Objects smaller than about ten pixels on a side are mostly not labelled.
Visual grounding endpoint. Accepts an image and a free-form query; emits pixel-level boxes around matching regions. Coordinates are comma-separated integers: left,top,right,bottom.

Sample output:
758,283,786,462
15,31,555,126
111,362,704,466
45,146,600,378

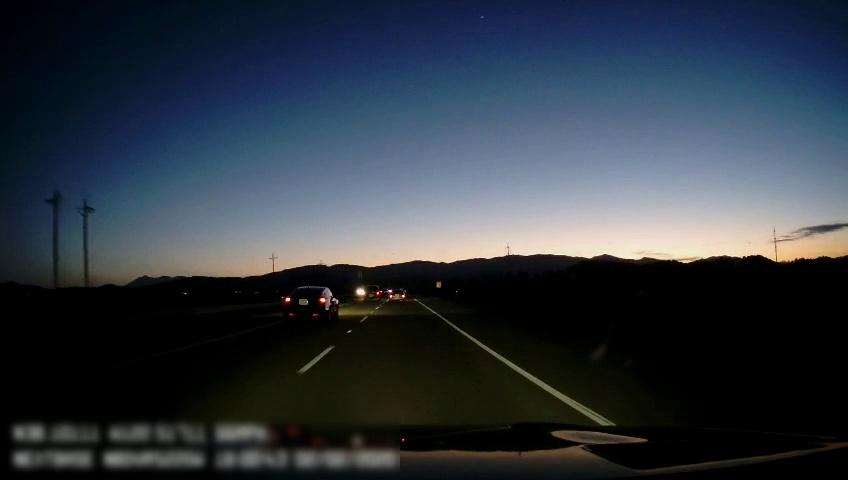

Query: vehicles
390,290,406,302
362,286,382,301
282,286,339,324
